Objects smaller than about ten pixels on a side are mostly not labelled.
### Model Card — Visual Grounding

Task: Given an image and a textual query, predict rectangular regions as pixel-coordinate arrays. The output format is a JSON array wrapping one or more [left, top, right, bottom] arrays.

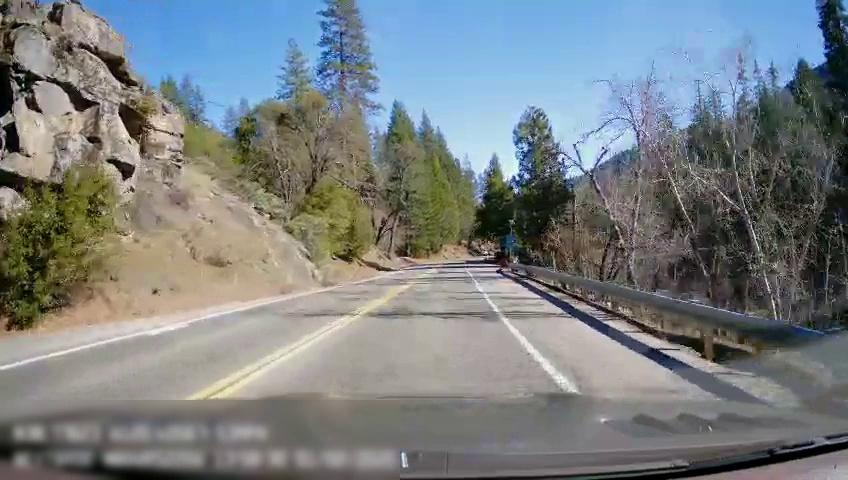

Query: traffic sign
[[506, 236, 517, 248]]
